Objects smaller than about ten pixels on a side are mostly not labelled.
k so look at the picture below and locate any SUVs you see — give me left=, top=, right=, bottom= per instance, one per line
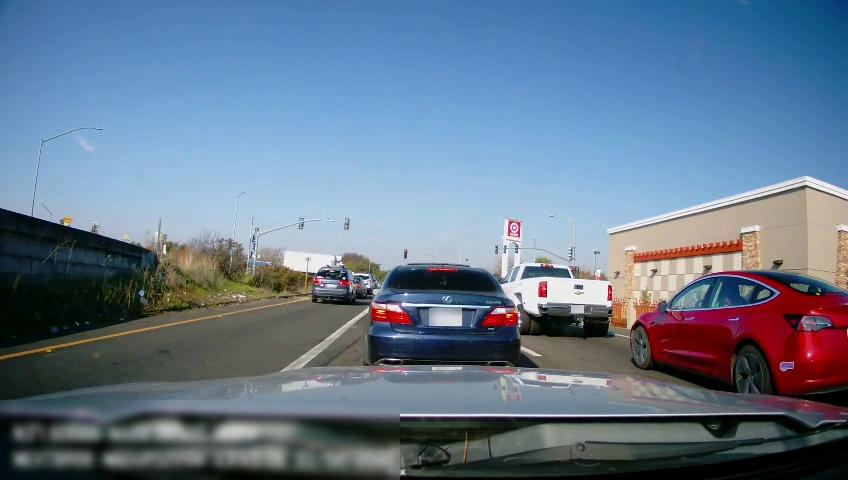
left=311, top=264, right=359, bottom=306
left=353, top=272, right=376, bottom=296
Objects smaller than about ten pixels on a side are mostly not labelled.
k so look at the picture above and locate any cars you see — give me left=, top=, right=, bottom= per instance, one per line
left=361, top=262, right=522, bottom=367
left=350, top=274, right=370, bottom=300
left=628, top=267, right=848, bottom=408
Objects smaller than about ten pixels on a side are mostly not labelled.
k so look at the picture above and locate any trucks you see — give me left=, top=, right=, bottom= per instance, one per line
left=490, top=263, right=614, bottom=338
left=282, top=250, right=345, bottom=278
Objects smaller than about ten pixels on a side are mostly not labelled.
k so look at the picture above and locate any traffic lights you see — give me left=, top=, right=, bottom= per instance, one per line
left=494, top=244, right=499, bottom=255
left=343, top=217, right=350, bottom=231
left=567, top=247, right=573, bottom=261
left=513, top=242, right=519, bottom=256
left=403, top=248, right=408, bottom=260
left=297, top=217, right=305, bottom=230
left=502, top=243, right=507, bottom=255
